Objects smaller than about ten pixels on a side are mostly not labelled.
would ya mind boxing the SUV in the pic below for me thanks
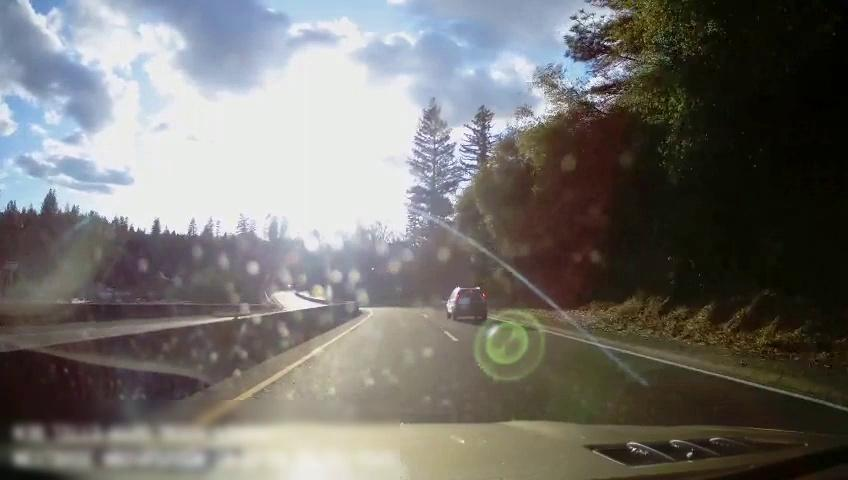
[447,286,489,322]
